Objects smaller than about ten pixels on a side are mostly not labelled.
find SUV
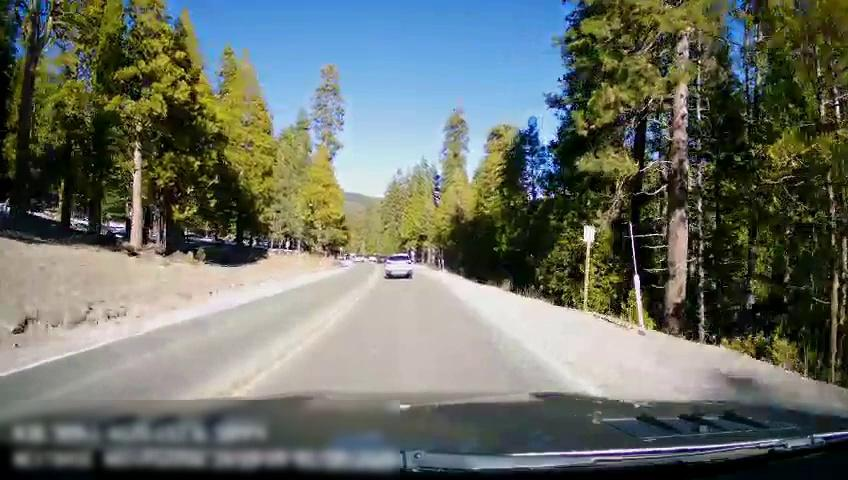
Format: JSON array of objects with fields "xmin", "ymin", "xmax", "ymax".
[{"xmin": 383, "ymin": 255, "xmax": 413, "ymax": 280}]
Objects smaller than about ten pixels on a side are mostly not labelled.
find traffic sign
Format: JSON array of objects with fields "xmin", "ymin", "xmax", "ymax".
[{"xmin": 583, "ymin": 225, "xmax": 596, "ymax": 241}]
